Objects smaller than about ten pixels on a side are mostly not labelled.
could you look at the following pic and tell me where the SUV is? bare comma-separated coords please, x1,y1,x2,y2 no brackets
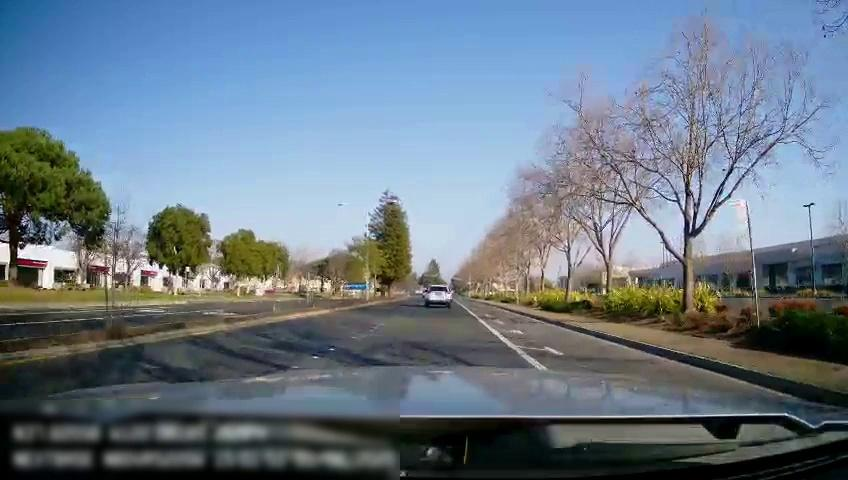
424,285,453,309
